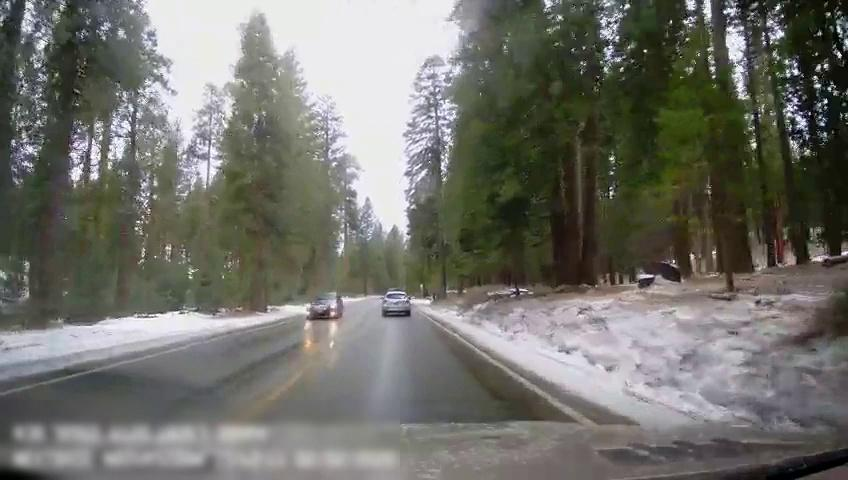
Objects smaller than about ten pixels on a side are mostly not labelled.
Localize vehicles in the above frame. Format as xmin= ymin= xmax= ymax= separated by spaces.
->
xmin=306 ymin=293 xmax=344 ymax=320
xmin=386 ymin=288 xmax=403 ymax=293
xmin=381 ymin=292 xmax=411 ymax=317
